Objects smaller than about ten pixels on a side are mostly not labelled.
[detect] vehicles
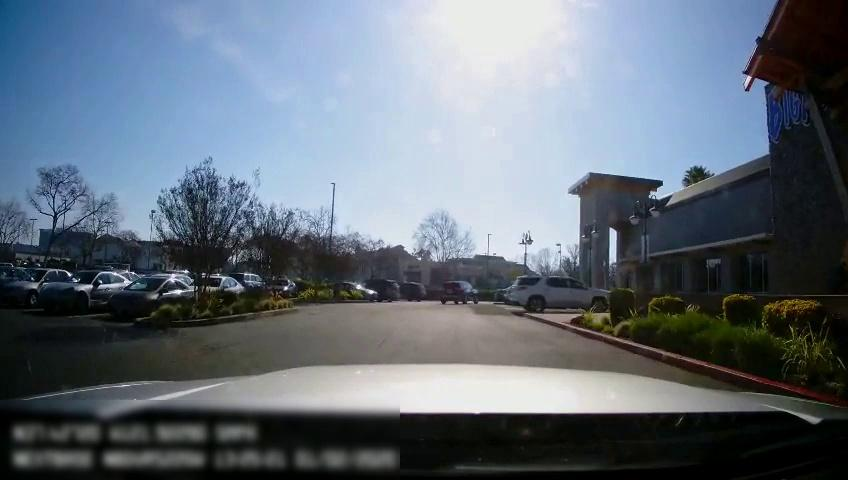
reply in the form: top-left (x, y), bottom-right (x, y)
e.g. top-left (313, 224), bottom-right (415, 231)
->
top-left (261, 280), bottom-right (298, 299)
top-left (153, 274), bottom-right (198, 286)
top-left (111, 277), bottom-right (196, 319)
top-left (93, 270), bottom-right (146, 302)
top-left (493, 284), bottom-right (518, 306)
top-left (227, 273), bottom-right (270, 290)
top-left (167, 269), bottom-right (192, 277)
top-left (38, 270), bottom-right (139, 314)
top-left (505, 281), bottom-right (538, 307)
top-left (2, 269), bottom-right (82, 309)
top-left (510, 276), bottom-right (610, 313)
top-left (341, 281), bottom-right (379, 301)
top-left (362, 280), bottom-right (400, 302)
top-left (441, 280), bottom-right (479, 305)
top-left (396, 281), bottom-right (427, 302)
top-left (187, 275), bottom-right (249, 294)
top-left (0, 266), bottom-right (28, 288)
